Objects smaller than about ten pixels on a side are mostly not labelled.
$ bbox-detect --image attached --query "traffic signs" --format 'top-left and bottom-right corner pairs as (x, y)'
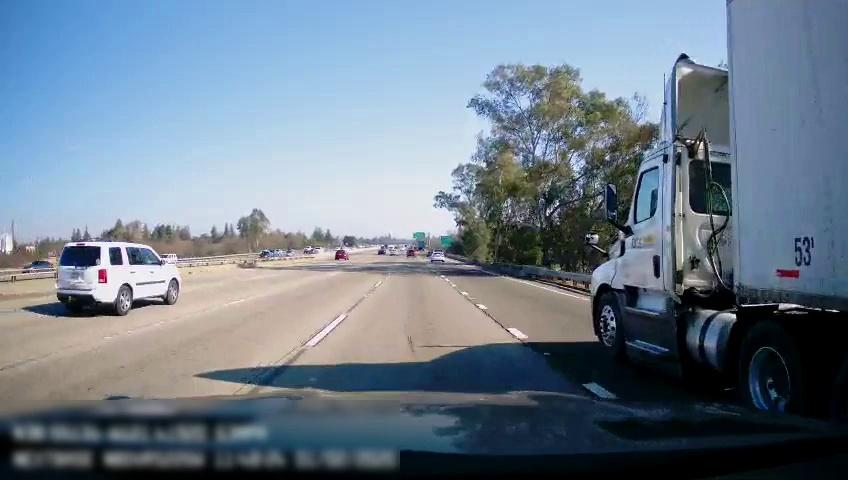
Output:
(413, 231), (425, 239)
(441, 237), (453, 249)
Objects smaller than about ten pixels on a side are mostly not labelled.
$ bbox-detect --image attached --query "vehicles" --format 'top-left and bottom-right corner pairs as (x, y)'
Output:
(55, 241), (183, 317)
(159, 253), (177, 264)
(430, 251), (446, 263)
(583, 0), (848, 419)
(333, 248), (352, 262)
(22, 260), (52, 274)
(405, 249), (416, 258)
